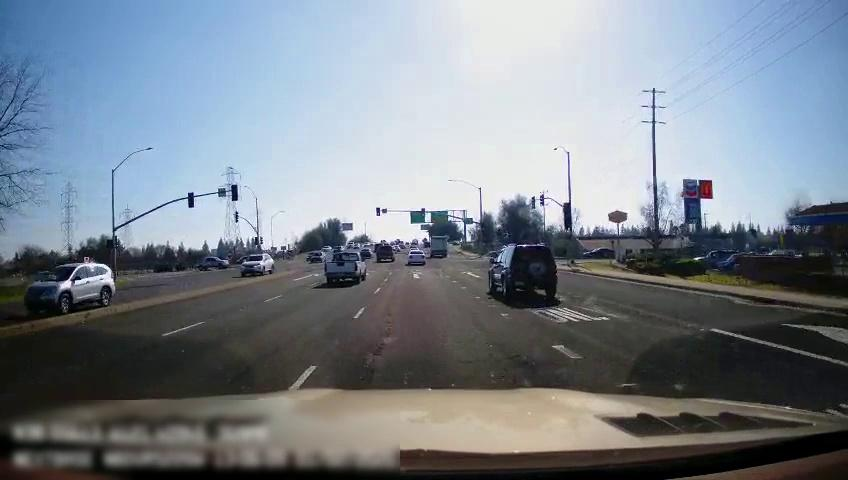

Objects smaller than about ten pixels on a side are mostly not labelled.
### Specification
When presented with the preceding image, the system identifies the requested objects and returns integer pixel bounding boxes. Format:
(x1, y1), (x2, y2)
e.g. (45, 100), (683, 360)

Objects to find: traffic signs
(430, 210), (449, 223)
(410, 210), (426, 224)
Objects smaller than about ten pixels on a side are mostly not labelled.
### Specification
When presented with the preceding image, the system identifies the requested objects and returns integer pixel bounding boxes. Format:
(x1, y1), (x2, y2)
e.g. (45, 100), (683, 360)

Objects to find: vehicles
(240, 253), (274, 276)
(324, 252), (367, 285)
(377, 245), (396, 265)
(406, 249), (426, 265)
(428, 236), (447, 258)
(24, 262), (116, 312)
(200, 256), (230, 270)
(308, 250), (325, 264)
(360, 248), (374, 259)
(487, 244), (558, 303)
(583, 248), (617, 260)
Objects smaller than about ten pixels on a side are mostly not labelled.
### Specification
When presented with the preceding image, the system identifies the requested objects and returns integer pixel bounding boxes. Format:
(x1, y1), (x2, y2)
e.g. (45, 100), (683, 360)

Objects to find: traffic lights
(187, 192), (195, 209)
(231, 184), (238, 202)
(112, 236), (118, 249)
(531, 196), (536, 209)
(539, 194), (545, 206)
